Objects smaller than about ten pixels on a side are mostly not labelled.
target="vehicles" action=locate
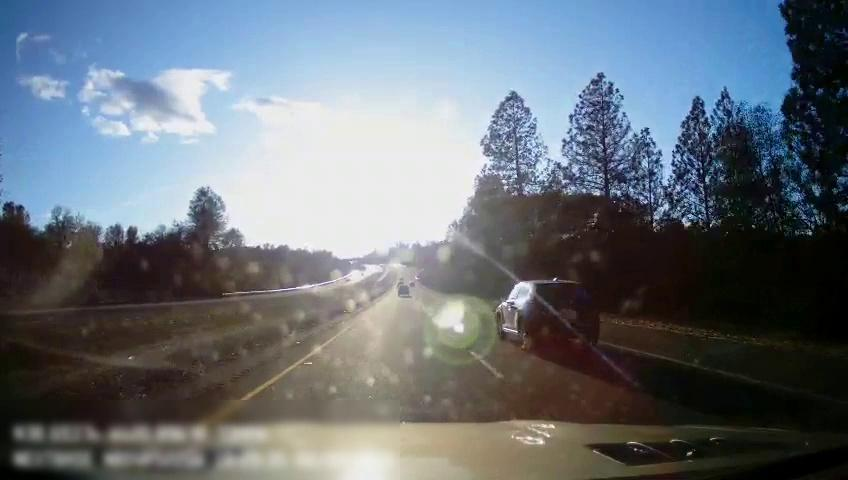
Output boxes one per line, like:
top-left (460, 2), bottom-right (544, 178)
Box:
top-left (494, 280), bottom-right (600, 351)
top-left (397, 284), bottom-right (411, 297)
